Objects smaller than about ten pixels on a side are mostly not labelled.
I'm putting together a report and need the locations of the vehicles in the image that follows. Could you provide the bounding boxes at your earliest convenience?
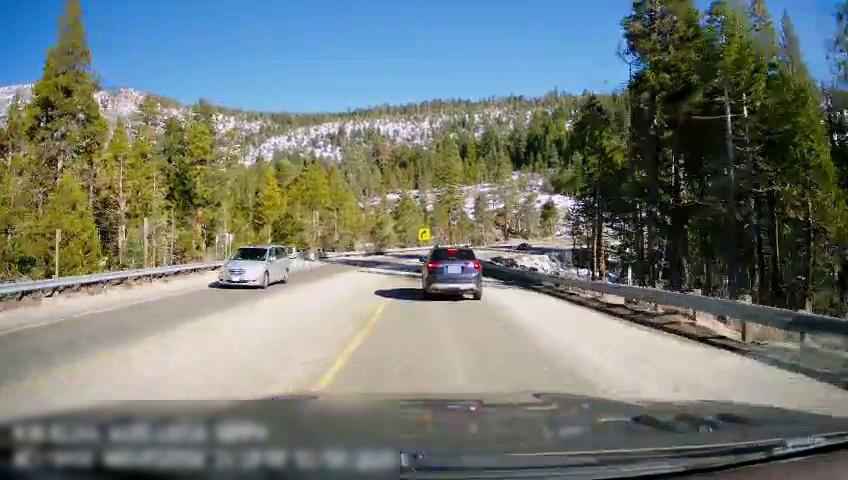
[518,242,530,250]
[217,243,291,289]
[417,246,483,303]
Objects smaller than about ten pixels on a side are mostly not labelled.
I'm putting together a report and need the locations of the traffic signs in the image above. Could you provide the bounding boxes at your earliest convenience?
[417,227,431,242]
